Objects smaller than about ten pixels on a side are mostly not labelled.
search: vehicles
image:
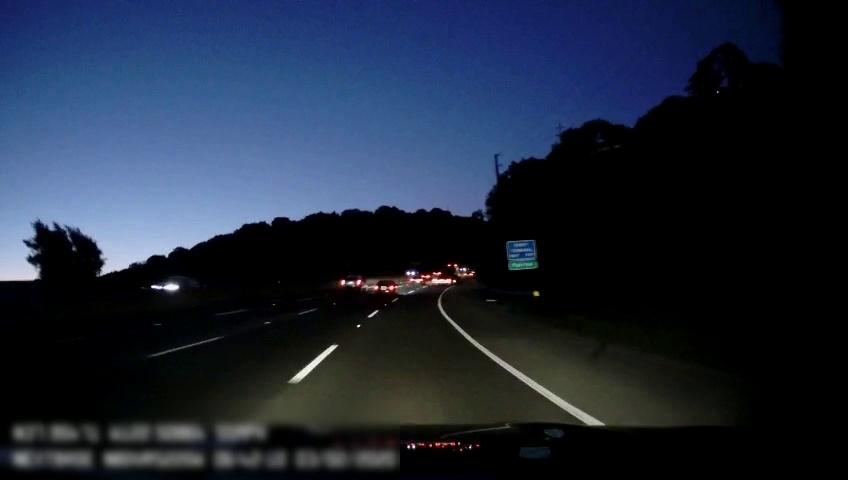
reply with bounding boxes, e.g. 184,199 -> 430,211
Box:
410,275 -> 427,286
340,275 -> 367,293
433,266 -> 453,287
374,280 -> 399,297
152,276 -> 207,297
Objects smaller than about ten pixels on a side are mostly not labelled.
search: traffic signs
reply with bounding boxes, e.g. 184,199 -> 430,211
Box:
506,240 -> 539,271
